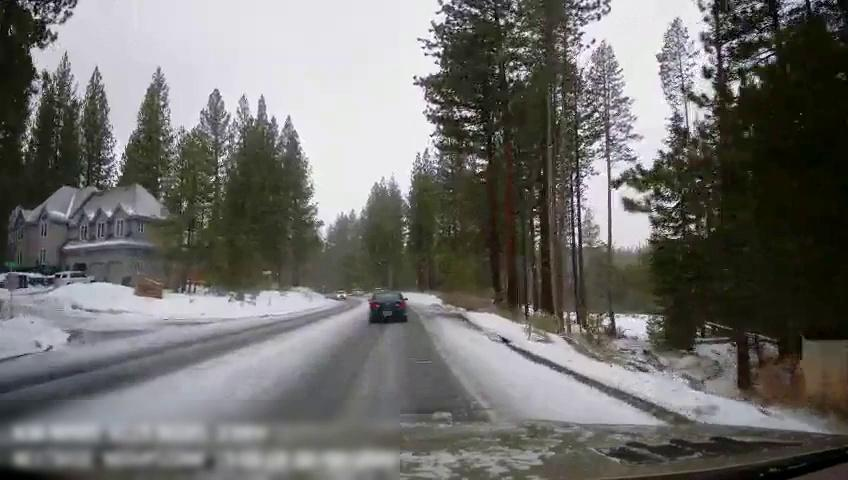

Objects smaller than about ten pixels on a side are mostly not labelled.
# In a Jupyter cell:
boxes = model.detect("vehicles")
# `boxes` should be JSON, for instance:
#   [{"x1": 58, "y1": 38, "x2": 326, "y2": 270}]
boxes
[
  {"x1": 54, "y1": 270, "x2": 97, "y2": 287},
  {"x1": 332, "y1": 289, "x2": 349, "y2": 300},
  {"x1": 367, "y1": 290, "x2": 409, "y2": 324}
]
